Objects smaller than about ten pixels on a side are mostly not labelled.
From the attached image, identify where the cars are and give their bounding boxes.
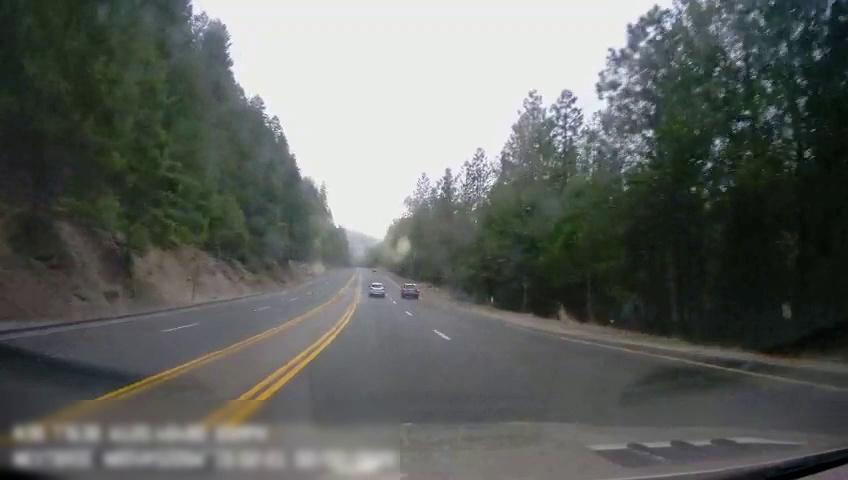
[368,282,386,297]
[401,283,421,299]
